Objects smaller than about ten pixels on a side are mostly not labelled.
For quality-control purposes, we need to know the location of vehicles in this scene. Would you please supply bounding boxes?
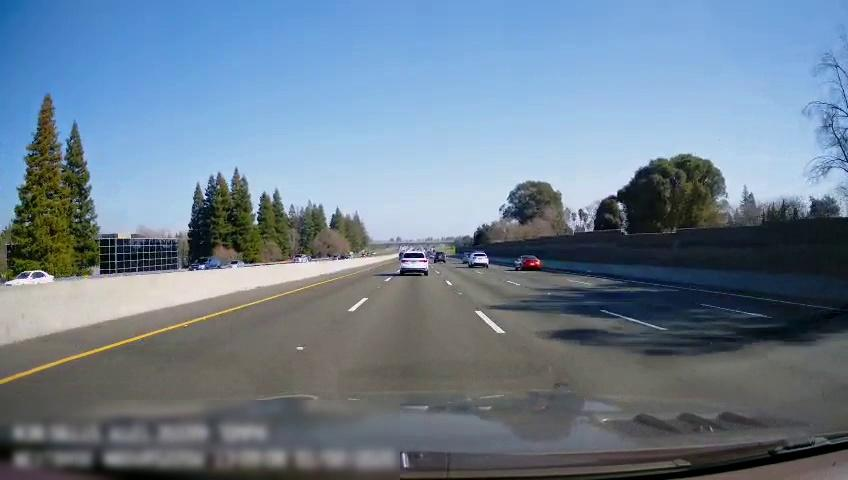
[433,251,448,264]
[187,256,224,272]
[467,252,489,269]
[460,252,472,264]
[292,254,310,264]
[399,250,430,277]
[3,270,56,286]
[513,253,543,271]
